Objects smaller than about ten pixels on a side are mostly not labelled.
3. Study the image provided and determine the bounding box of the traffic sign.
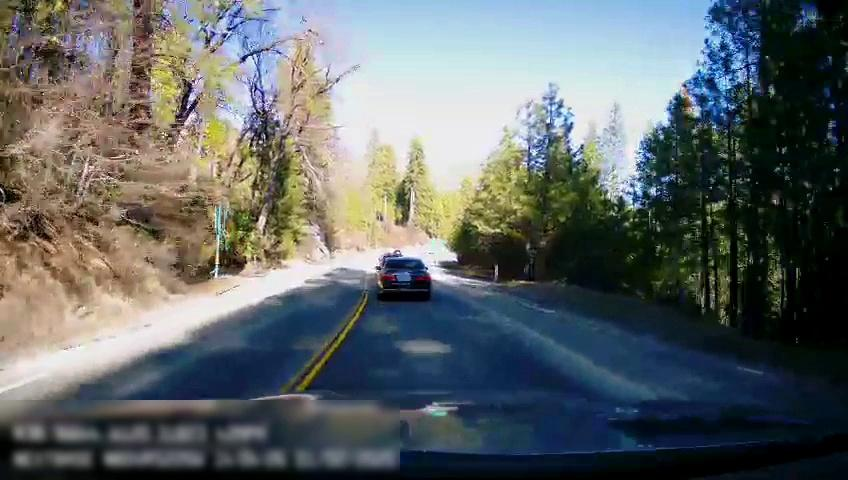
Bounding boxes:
[431,238,446,256]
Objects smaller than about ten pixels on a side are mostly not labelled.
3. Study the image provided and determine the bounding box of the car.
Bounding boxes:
[374,256,433,298]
